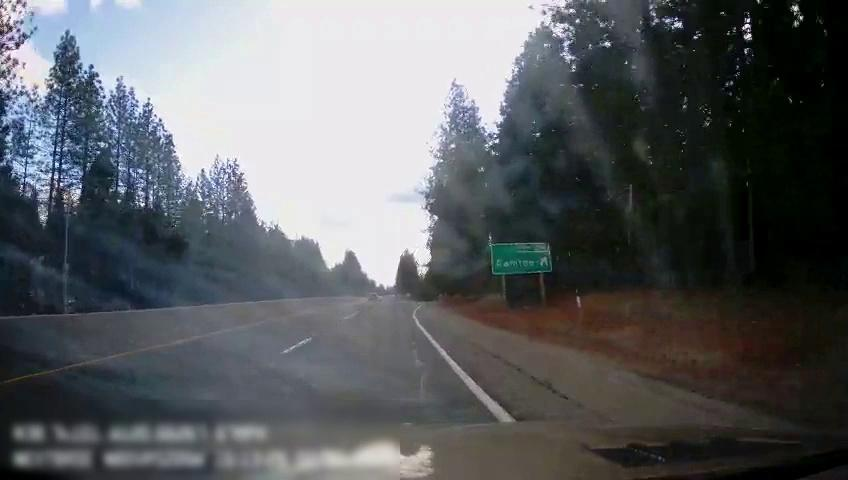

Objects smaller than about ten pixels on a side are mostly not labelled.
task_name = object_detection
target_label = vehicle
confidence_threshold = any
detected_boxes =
[367,290,380,302]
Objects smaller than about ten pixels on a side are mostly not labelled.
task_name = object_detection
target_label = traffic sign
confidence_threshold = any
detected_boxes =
[489,241,553,276]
